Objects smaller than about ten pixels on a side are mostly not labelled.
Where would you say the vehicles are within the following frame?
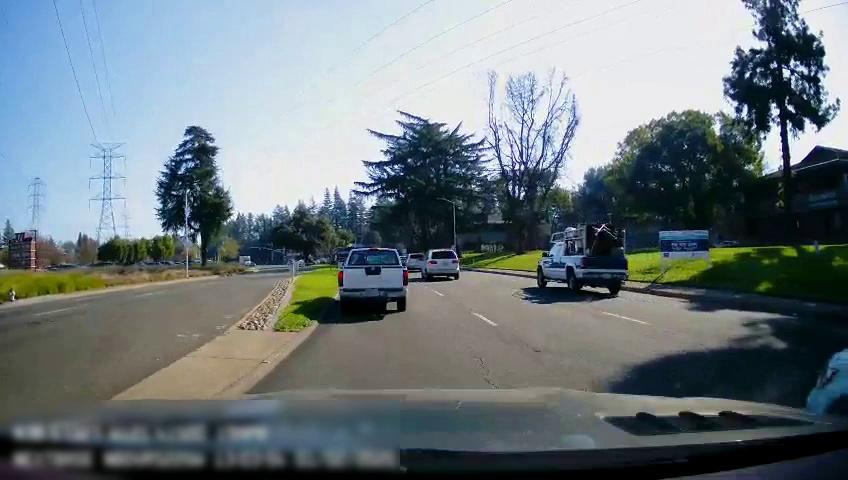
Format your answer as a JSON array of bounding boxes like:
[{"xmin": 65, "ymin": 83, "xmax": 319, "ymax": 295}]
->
[
  {"xmin": 337, "ymin": 247, "xmax": 410, "ymax": 313},
  {"xmin": 804, "ymin": 344, "xmax": 848, "ymax": 415},
  {"xmin": 405, "ymin": 253, "xmax": 424, "ymax": 271},
  {"xmin": 239, "ymin": 255, "xmax": 257, "ymax": 268},
  {"xmin": 535, "ymin": 222, "xmax": 628, "ymax": 296},
  {"xmin": 420, "ymin": 248, "xmax": 460, "ymax": 283}
]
